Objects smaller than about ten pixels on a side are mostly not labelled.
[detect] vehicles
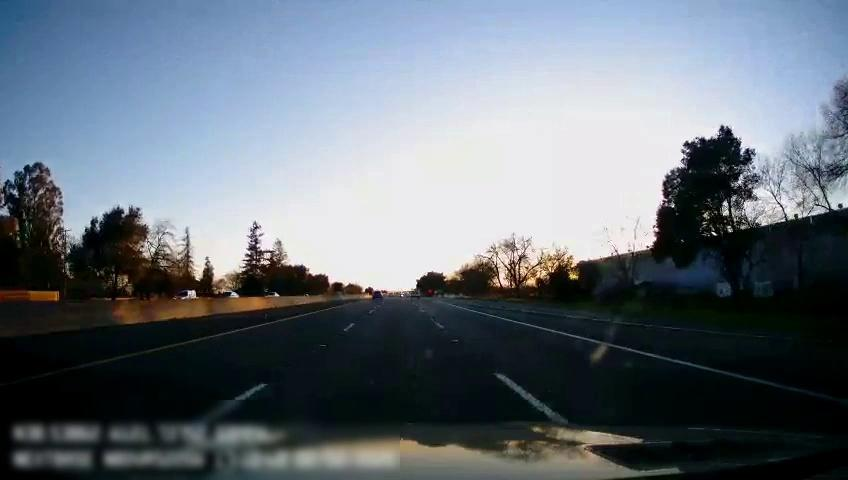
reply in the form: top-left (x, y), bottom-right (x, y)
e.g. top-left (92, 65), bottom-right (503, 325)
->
top-left (410, 289), bottom-right (422, 299)
top-left (264, 292), bottom-right (281, 298)
top-left (220, 291), bottom-right (240, 298)
top-left (173, 289), bottom-right (198, 301)
top-left (371, 290), bottom-right (383, 300)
